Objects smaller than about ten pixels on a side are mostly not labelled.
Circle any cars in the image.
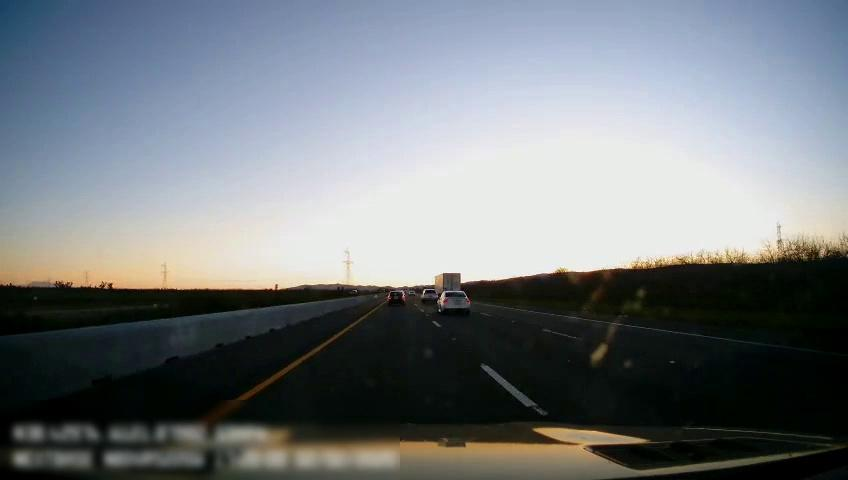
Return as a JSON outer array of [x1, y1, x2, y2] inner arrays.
[[387, 289, 406, 307], [437, 290, 471, 315]]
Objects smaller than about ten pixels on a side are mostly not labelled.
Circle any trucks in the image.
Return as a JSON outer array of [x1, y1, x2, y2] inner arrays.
[[434, 272, 461, 296]]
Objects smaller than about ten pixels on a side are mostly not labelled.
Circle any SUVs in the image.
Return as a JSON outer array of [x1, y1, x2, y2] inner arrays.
[[421, 288, 439, 304]]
